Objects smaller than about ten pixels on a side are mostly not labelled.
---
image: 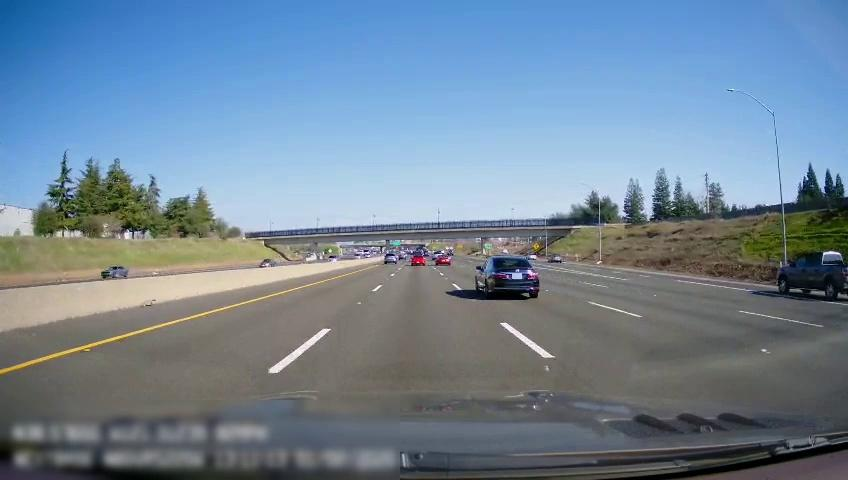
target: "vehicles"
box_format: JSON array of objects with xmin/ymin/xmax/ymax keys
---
[
  {"xmin": 436, "ymin": 254, "xmax": 453, "ymax": 266},
  {"xmin": 548, "ymin": 252, "xmax": 564, "ymax": 264},
  {"xmin": 473, "ymin": 255, "xmax": 539, "ymax": 299},
  {"xmin": 430, "ymin": 250, "xmax": 443, "ymax": 261},
  {"xmin": 411, "ymin": 254, "xmax": 427, "ymax": 267},
  {"xmin": 775, "ymin": 251, "xmax": 848, "ymax": 301},
  {"xmin": 258, "ymin": 258, "xmax": 276, "ymax": 269},
  {"xmin": 384, "ymin": 251, "xmax": 399, "ymax": 264},
  {"xmin": 101, "ymin": 265, "xmax": 129, "ymax": 279}
]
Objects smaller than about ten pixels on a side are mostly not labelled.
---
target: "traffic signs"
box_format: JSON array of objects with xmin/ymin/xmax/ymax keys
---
[
  {"xmin": 387, "ymin": 241, "xmax": 401, "ymax": 246},
  {"xmin": 531, "ymin": 241, "xmax": 540, "ymax": 252}
]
